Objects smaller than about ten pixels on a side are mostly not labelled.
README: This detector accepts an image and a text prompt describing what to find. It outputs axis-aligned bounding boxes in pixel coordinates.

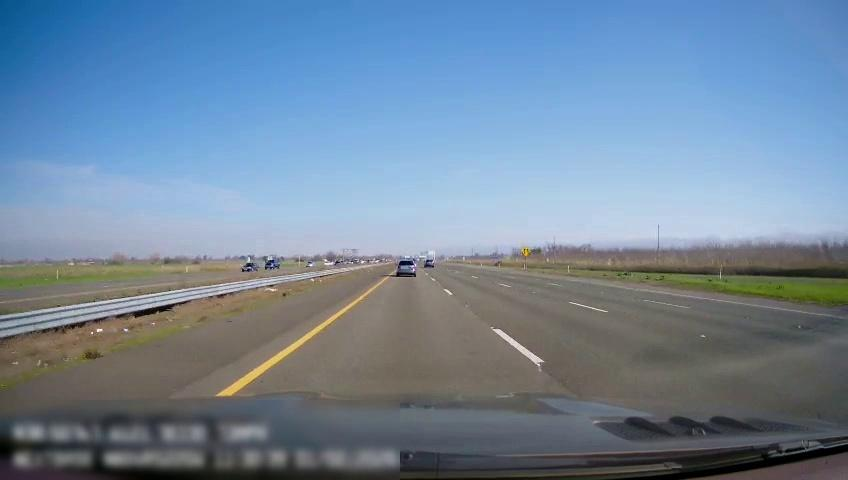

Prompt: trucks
[265,260,281,270]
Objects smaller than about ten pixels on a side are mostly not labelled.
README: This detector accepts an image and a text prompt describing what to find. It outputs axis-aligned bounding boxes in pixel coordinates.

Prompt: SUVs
[423,259,434,268]
[396,259,417,277]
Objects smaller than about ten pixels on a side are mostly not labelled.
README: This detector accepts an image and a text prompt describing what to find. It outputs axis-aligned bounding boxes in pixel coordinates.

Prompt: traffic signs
[521,245,531,258]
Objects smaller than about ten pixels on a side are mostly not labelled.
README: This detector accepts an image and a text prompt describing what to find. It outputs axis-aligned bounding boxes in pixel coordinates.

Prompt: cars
[241,262,259,273]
